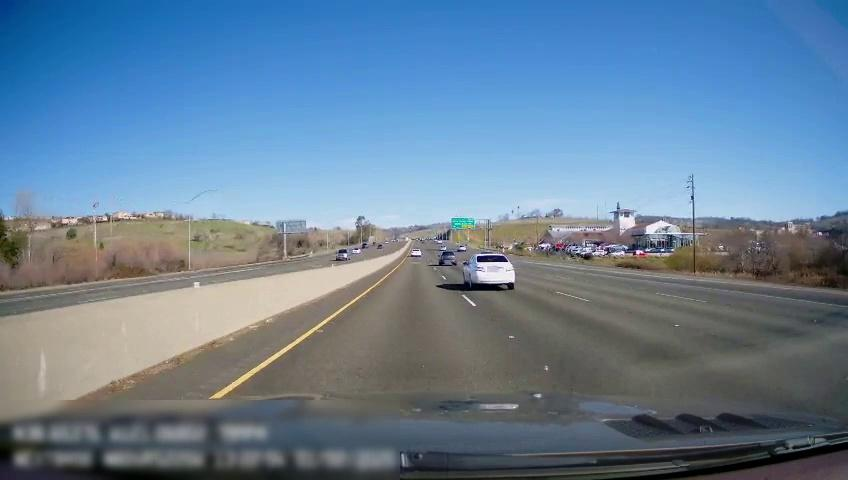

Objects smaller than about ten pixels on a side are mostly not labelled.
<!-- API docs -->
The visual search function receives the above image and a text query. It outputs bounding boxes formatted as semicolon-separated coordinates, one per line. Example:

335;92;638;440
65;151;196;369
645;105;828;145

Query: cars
462;254;516;290
438;251;457;266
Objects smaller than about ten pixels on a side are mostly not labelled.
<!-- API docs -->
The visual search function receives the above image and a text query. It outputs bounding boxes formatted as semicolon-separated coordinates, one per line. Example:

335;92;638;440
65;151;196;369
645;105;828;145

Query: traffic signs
448;215;476;230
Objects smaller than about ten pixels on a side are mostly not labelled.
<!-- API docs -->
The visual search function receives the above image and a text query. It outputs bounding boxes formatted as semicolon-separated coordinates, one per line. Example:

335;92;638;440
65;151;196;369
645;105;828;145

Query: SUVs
456;245;466;253
411;247;422;256
335;248;352;261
